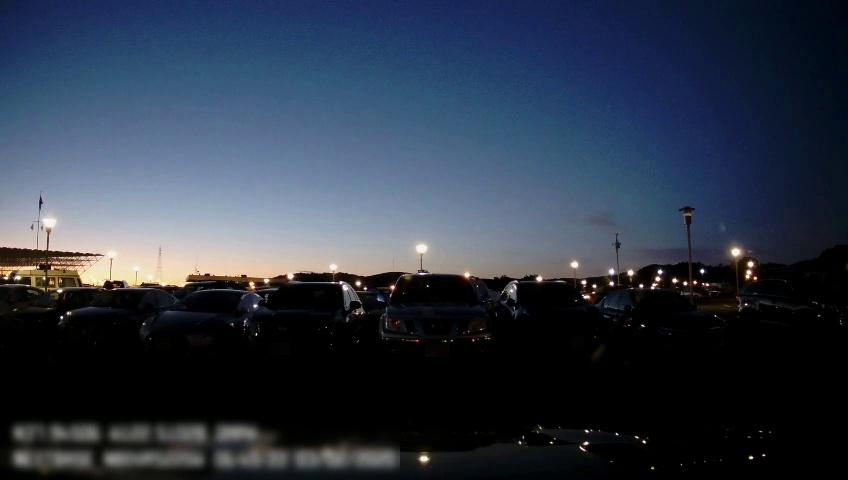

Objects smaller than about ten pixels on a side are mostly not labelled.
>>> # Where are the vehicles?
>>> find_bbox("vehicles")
[102,279,129,290]
[137,288,266,365]
[240,279,372,373]
[0,283,47,323]
[0,266,82,294]
[491,278,614,366]
[737,276,848,345]
[52,287,179,355]
[3,288,109,337]
[590,288,738,371]
[373,271,503,381]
